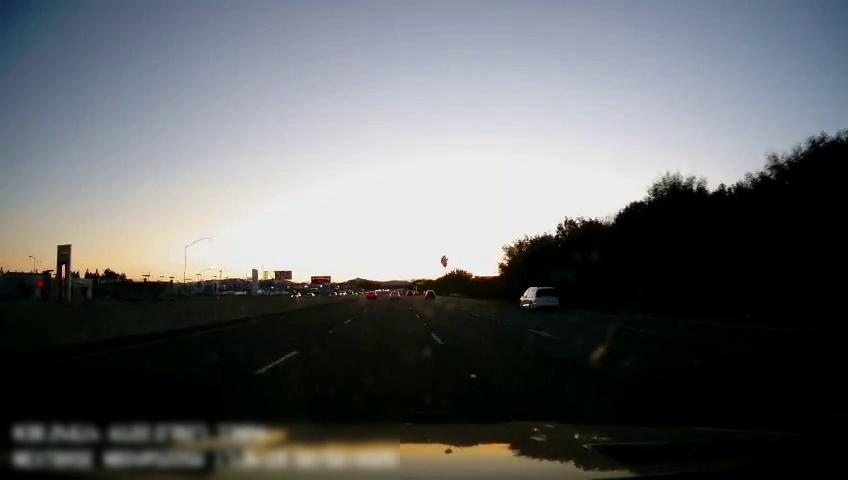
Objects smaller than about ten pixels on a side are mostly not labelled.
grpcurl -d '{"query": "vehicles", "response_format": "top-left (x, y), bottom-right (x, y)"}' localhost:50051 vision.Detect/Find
top-left (328, 292), bottom-right (338, 297)
top-left (366, 291), bottom-right (378, 299)
top-left (424, 290), bottom-right (436, 299)
top-left (338, 291), bottom-right (348, 297)
top-left (519, 286), bottom-right (559, 312)
top-left (290, 292), bottom-right (301, 298)
top-left (303, 293), bottom-right (316, 299)
top-left (389, 290), bottom-right (401, 300)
